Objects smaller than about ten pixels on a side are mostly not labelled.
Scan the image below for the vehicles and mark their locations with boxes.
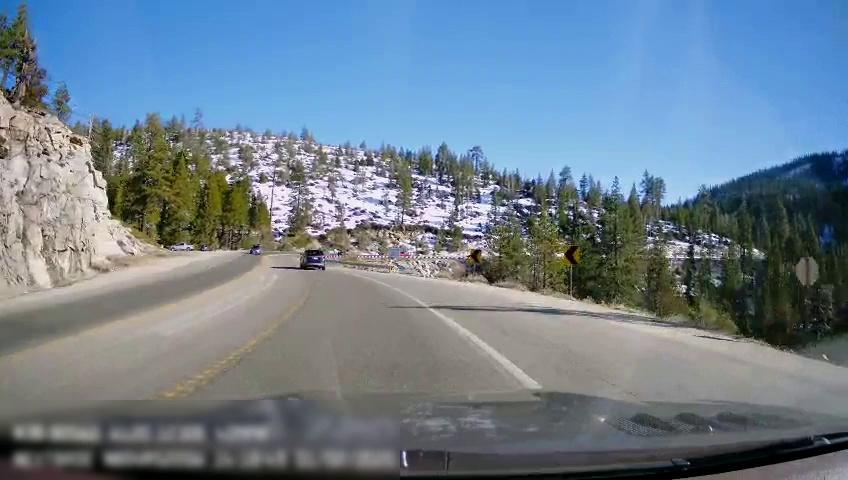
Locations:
[299,248,326,270]
[249,246,261,255]
[168,241,195,251]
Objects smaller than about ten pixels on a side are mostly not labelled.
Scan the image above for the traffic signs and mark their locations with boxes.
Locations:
[563,243,582,267]
[469,248,483,264]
